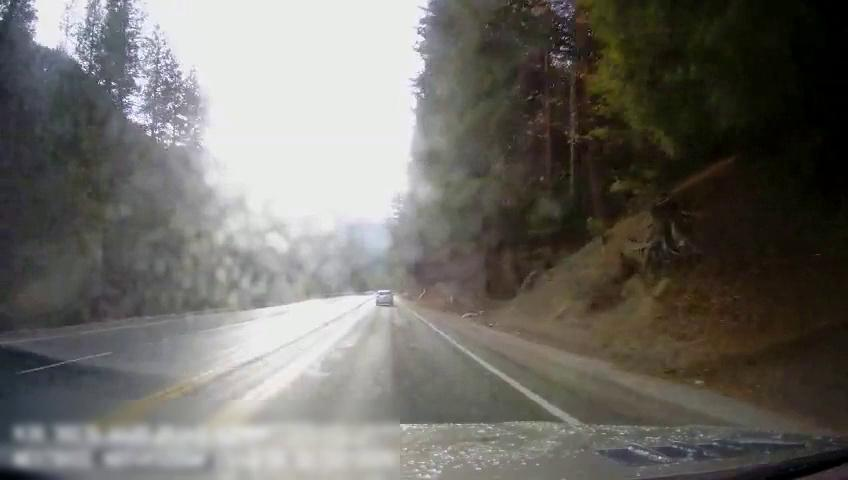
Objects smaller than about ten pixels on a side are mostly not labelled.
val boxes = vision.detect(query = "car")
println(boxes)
[375,289,394,307]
